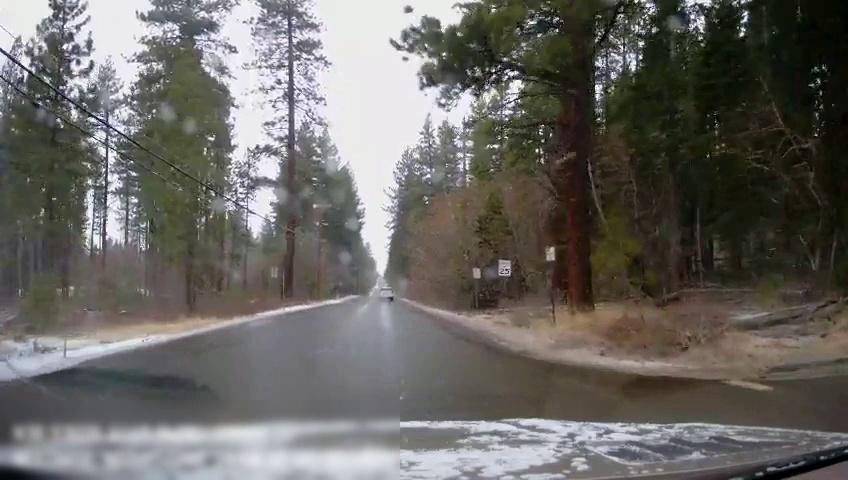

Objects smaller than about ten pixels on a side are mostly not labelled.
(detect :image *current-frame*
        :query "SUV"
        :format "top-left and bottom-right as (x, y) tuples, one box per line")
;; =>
(374, 285), (394, 302)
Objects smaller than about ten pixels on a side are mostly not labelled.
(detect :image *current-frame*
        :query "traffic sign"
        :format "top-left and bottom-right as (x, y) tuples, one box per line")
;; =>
(497, 259), (511, 277)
